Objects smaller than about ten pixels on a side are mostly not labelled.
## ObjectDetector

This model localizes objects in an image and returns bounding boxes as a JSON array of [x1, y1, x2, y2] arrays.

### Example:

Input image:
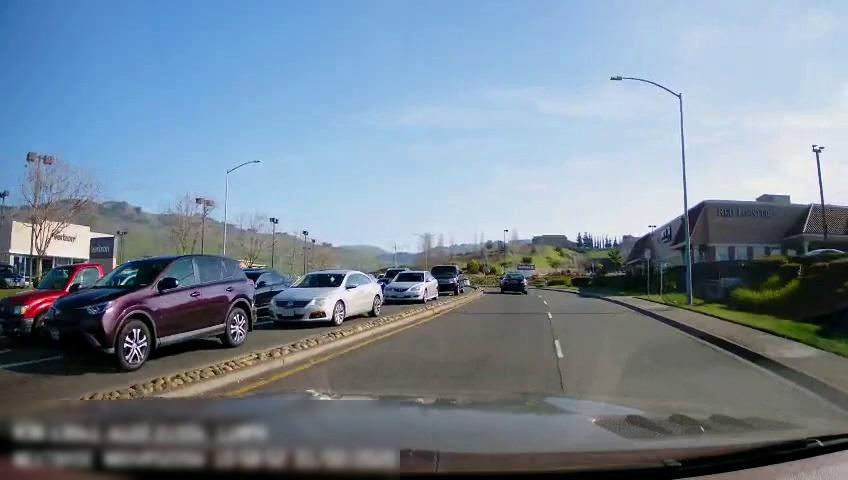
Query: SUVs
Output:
[[46, 254, 258, 371], [374, 267, 411, 292]]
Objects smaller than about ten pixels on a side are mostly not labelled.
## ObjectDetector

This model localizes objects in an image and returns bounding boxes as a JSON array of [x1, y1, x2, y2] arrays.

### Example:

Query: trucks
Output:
[[0, 261, 108, 345], [429, 264, 466, 297]]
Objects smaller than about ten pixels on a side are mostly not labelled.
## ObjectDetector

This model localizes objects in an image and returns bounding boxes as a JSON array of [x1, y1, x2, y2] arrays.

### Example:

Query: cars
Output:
[[382, 269, 439, 305], [499, 271, 530, 295], [238, 267, 294, 321], [269, 269, 385, 327]]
